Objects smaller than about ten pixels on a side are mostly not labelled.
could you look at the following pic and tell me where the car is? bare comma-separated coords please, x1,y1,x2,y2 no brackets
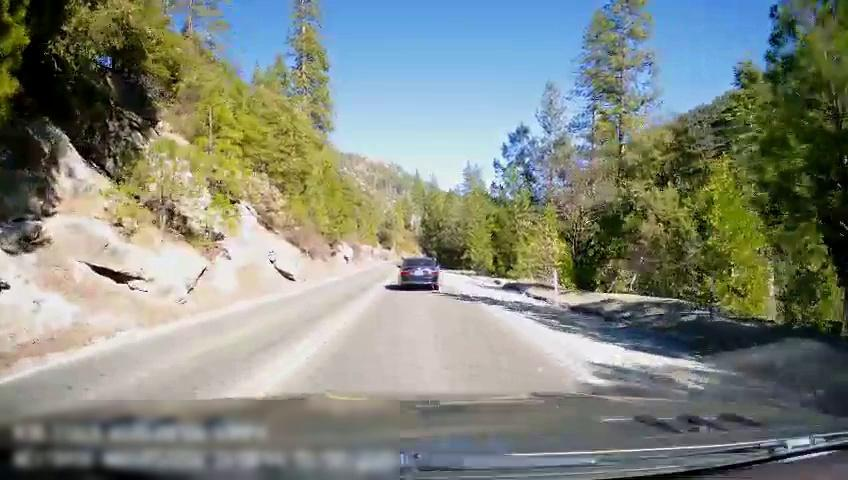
397,256,440,290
